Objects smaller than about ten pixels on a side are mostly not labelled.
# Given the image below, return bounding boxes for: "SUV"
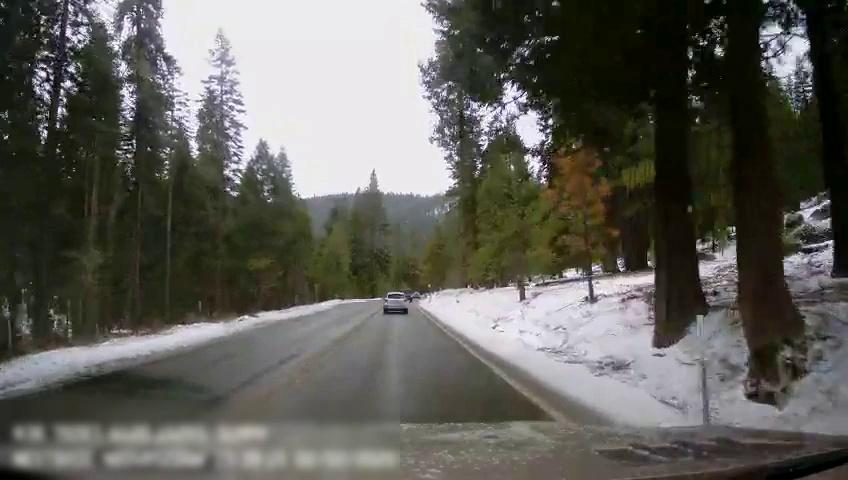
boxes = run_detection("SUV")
[383,292,408,314]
